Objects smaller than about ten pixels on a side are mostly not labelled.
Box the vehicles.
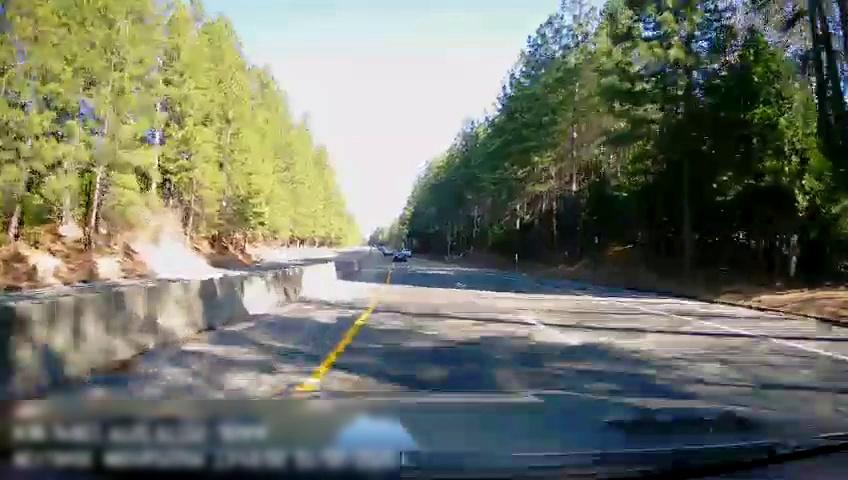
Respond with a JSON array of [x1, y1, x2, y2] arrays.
[[393, 251, 408, 263], [400, 248, 412, 257]]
